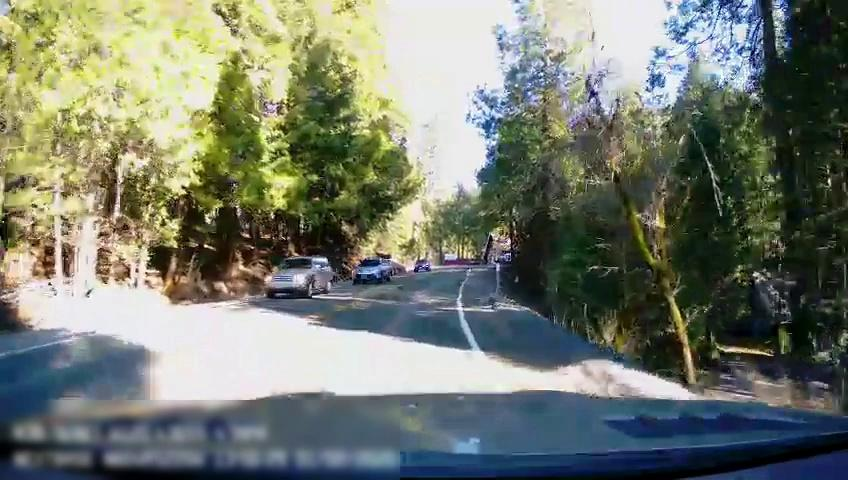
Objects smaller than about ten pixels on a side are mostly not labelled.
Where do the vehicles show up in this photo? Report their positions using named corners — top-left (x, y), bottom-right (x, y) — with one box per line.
top-left (263, 257), bottom-right (335, 300)
top-left (413, 259), bottom-right (433, 273)
top-left (352, 258), bottom-right (394, 285)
